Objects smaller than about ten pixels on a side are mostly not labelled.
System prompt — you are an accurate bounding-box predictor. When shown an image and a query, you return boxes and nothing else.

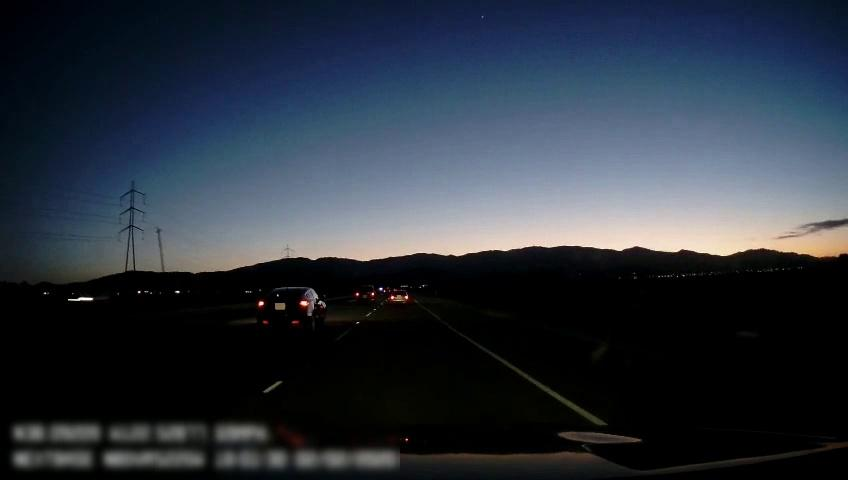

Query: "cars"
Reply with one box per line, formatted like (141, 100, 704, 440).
(354, 287, 377, 302)
(256, 287, 327, 329)
(389, 291, 408, 306)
